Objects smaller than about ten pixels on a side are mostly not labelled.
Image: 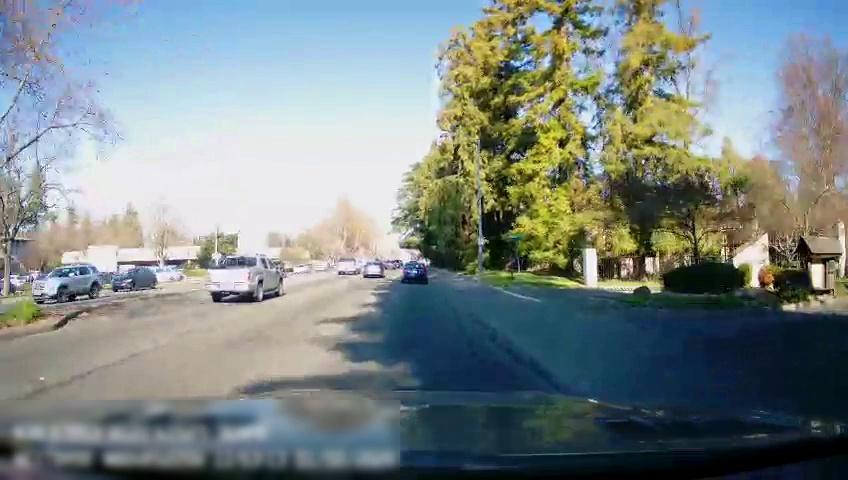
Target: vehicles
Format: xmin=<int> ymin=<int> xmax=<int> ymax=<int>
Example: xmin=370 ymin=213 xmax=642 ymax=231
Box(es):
xmin=401 ymin=260 xmax=431 ymax=282
xmin=362 ymin=261 xmax=386 ymax=279
xmin=385 ymin=260 xmax=397 ymax=270
xmin=110 ymin=268 xmax=159 ymax=293
xmin=207 ymin=255 xmax=285 ymax=301
xmin=148 ymin=266 xmax=185 ymax=282
xmin=336 ymin=256 xmax=367 ymax=275
xmin=30 ymin=264 xmax=105 ymax=305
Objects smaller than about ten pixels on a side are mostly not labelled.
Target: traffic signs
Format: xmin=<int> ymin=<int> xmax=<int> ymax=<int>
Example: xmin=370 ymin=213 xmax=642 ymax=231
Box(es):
xmin=515 ymin=231 xmax=528 ymax=238
xmin=504 ymin=235 xmax=521 ymax=241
